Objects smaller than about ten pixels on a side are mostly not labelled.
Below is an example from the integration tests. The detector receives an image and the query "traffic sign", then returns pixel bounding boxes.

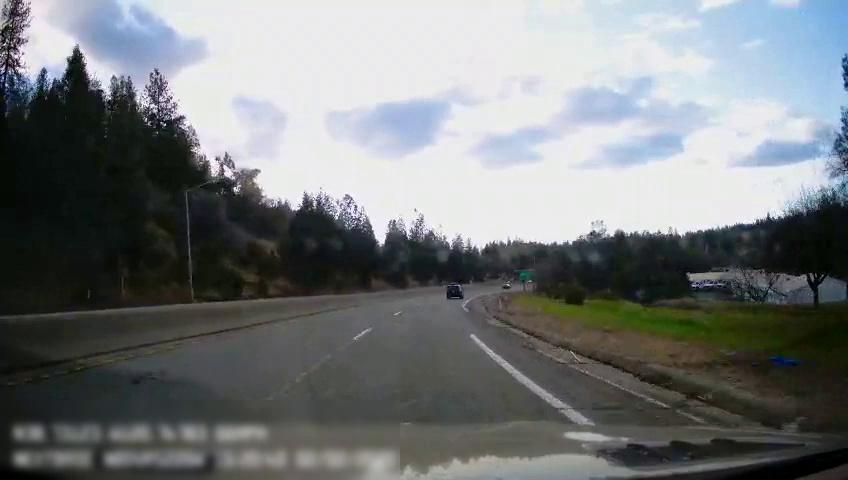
[519,271,535,281]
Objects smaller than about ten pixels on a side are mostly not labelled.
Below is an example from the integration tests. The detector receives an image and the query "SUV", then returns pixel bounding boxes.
[446,283,464,300]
